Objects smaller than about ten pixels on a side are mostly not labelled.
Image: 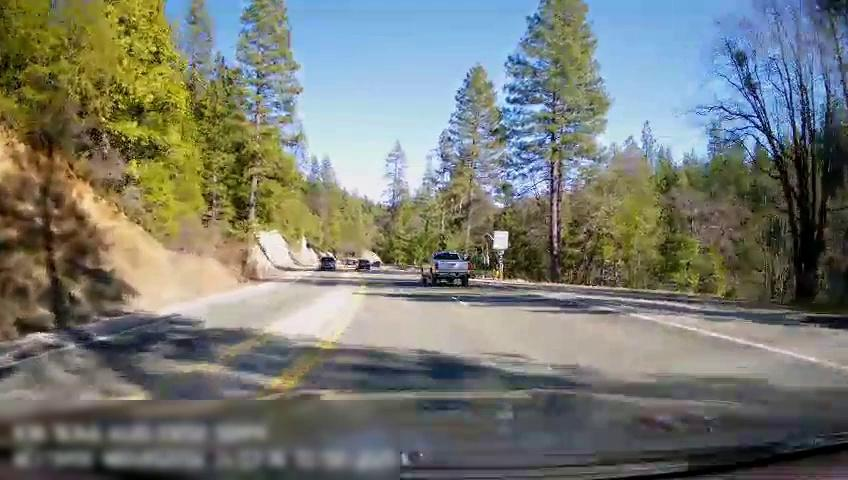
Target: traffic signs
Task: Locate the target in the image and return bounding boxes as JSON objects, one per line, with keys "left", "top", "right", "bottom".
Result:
{"left": 493, "top": 230, "right": 510, "bottom": 250}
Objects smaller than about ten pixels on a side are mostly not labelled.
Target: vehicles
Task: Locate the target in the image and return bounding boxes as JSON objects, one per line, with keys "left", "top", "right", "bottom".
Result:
{"left": 420, "top": 251, "right": 472, "bottom": 287}
{"left": 319, "top": 256, "right": 336, "bottom": 270}
{"left": 355, "top": 259, "right": 371, "bottom": 271}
